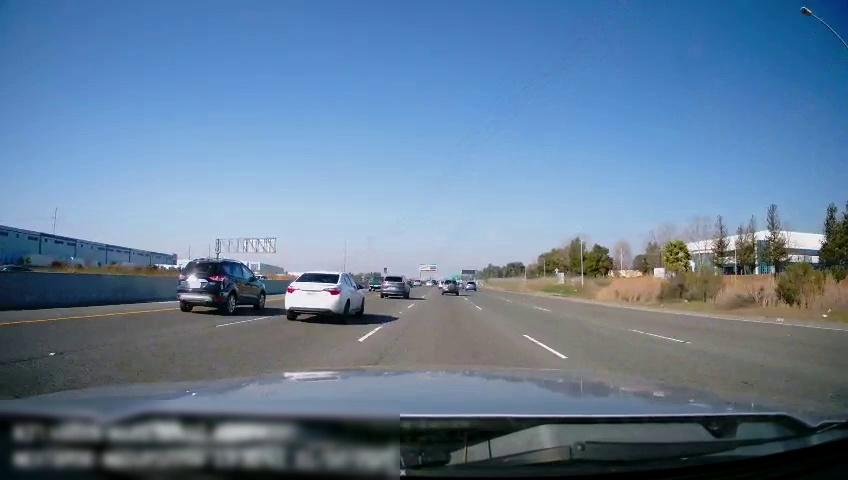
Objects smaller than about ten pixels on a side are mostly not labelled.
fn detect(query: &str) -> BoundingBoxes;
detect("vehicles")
[465,281,477,291]
[176,257,268,316]
[284,270,366,322]
[253,274,270,281]
[441,279,459,296]
[438,280,446,290]
[368,278,384,292]
[0,264,33,273]
[380,275,410,299]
